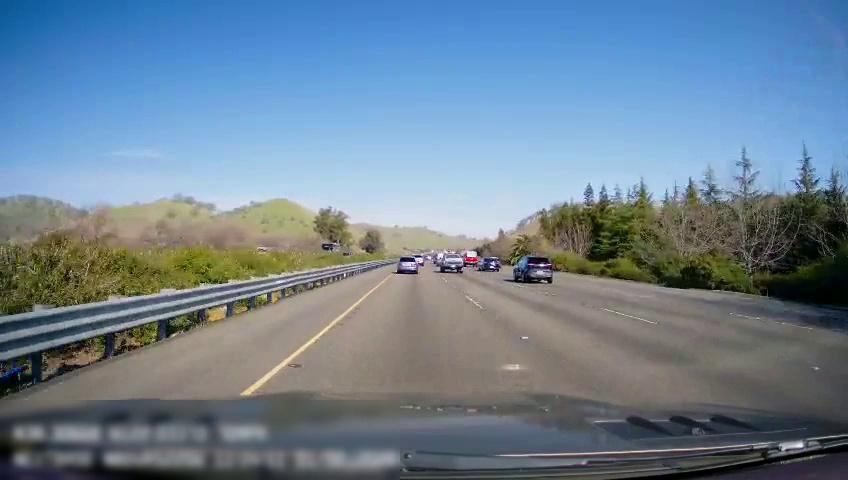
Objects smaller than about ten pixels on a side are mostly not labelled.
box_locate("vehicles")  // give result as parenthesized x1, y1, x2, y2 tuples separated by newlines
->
(513, 255, 553, 284)
(439, 252, 464, 273)
(477, 256, 501, 272)
(463, 250, 481, 267)
(255, 246, 273, 257)
(396, 255, 419, 274)
(493, 257, 501, 268)
(319, 239, 343, 254)
(435, 250, 448, 267)
(413, 255, 425, 267)
(342, 251, 353, 257)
